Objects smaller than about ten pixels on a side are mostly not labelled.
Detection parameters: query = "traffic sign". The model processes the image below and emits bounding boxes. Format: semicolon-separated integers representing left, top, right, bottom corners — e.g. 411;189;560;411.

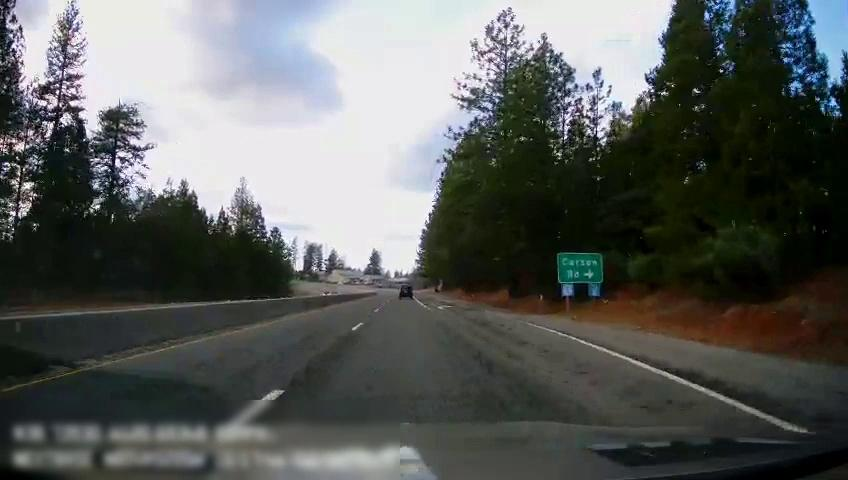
556;252;604;283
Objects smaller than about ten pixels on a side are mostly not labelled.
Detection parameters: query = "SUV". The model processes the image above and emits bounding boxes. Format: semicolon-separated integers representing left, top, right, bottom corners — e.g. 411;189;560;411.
398;285;414;300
